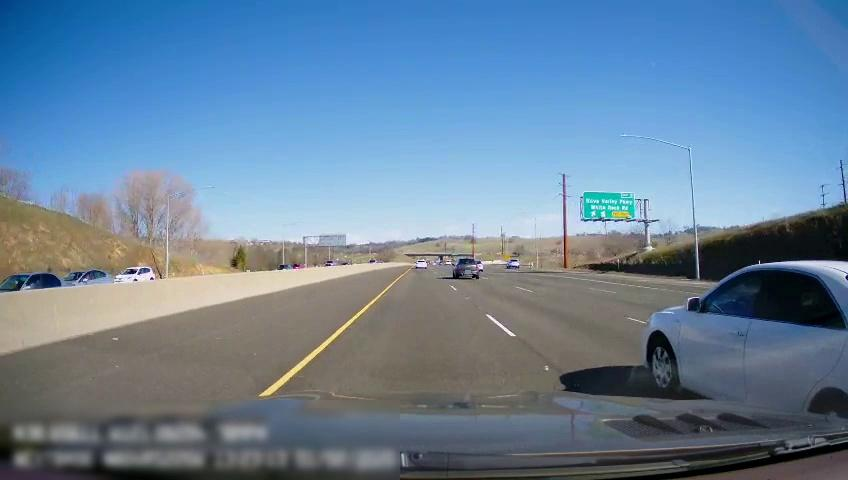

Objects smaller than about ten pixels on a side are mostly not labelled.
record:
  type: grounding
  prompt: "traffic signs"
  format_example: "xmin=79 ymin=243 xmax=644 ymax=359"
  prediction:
xmin=582 ymin=190 xmax=636 ymax=221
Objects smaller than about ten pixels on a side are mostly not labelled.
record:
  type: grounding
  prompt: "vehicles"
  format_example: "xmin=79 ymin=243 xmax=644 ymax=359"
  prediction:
xmin=62 ymin=270 xmax=113 ymax=288
xmin=415 ymin=259 xmax=427 ymax=269
xmin=476 ymin=261 xmax=483 ymax=272
xmin=112 ymin=267 xmax=156 ymax=283
xmin=0 ymin=272 xmax=63 ymax=293
xmin=506 ymin=258 xmax=520 ymax=269
xmin=452 ymin=258 xmax=480 ymax=279
xmin=640 ymin=261 xmax=848 ymax=418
